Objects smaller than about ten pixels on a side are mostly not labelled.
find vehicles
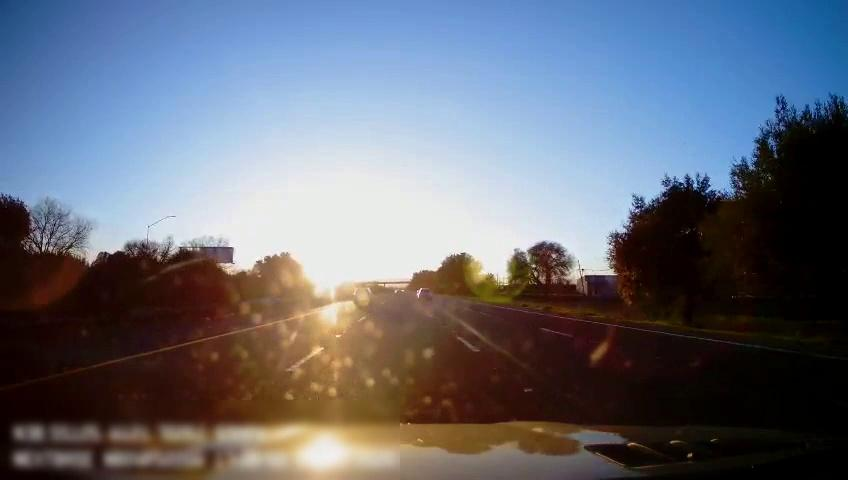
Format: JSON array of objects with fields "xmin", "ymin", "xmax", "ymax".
[
  {"xmin": 352, "ymin": 288, "xmax": 373, "ymax": 307},
  {"xmin": 416, "ymin": 288, "xmax": 433, "ymax": 302}
]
